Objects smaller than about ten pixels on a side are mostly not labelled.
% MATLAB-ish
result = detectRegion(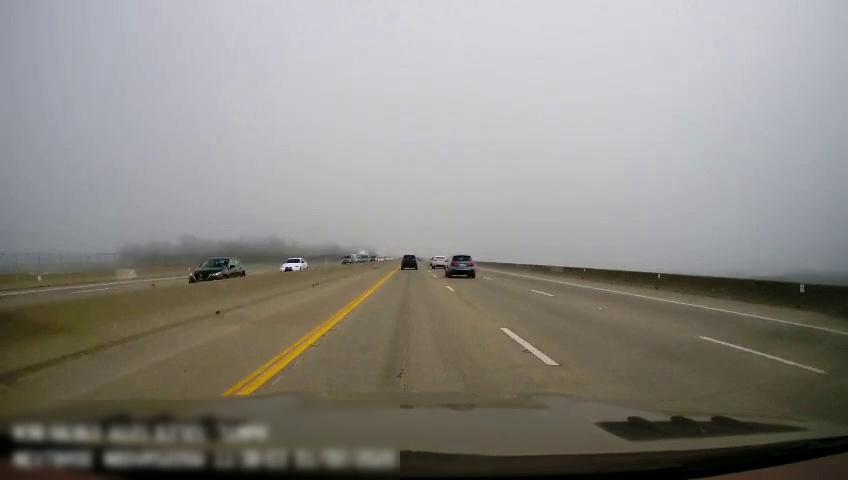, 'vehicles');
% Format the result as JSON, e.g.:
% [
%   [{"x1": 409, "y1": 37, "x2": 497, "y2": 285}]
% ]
[
  {"x1": 358, "y1": 255, "x2": 370, "y2": 264},
  {"x1": 188, "y1": 256, "x2": 247, "y2": 284},
  {"x1": 443, "y1": 253, "x2": 477, "y2": 279},
  {"x1": 431, "y1": 255, "x2": 450, "y2": 270},
  {"x1": 341, "y1": 255, "x2": 354, "y2": 265},
  {"x1": 279, "y1": 257, "x2": 310, "y2": 273},
  {"x1": 400, "y1": 254, "x2": 418, "y2": 270}
]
